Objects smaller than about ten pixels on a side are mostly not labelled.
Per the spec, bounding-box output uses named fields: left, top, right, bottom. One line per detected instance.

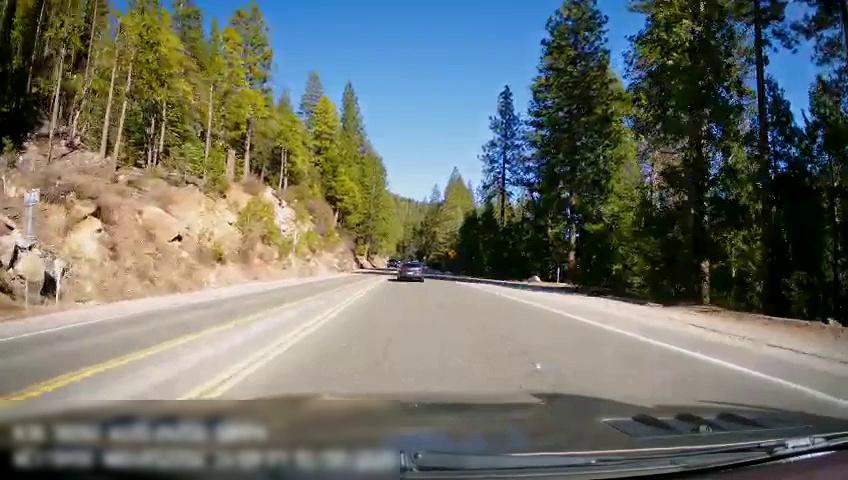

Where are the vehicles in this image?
left=396, top=257, right=424, bottom=282
left=384, top=257, right=401, bottom=269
